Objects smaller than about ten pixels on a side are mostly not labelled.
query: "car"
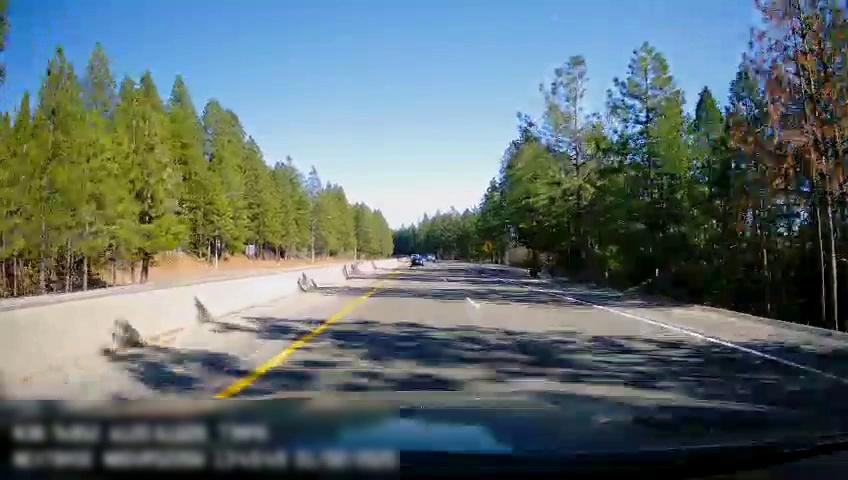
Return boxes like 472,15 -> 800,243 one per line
410,256 -> 423,267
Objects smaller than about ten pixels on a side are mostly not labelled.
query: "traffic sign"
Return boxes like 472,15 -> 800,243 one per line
483,241 -> 495,255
